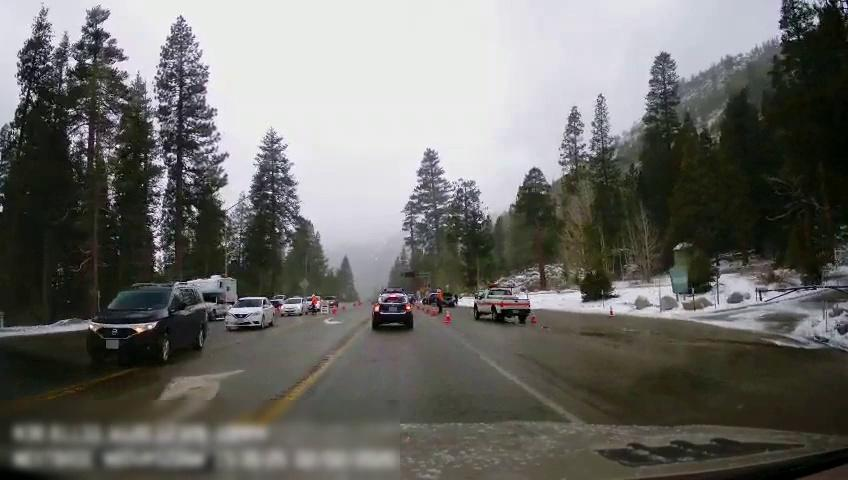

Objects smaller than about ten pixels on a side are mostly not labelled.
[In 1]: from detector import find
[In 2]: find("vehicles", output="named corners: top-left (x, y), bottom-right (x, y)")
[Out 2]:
top-left (186, 274), bottom-right (238, 322)
top-left (270, 294), bottom-right (291, 306)
top-left (318, 295), bottom-right (339, 308)
top-left (426, 292), bottom-right (441, 306)
top-left (472, 286), bottom-right (532, 325)
top-left (435, 291), bottom-right (455, 308)
top-left (224, 296), bottom-right (276, 332)
top-left (371, 286), bottom-right (414, 331)
top-left (303, 296), bottom-right (325, 312)
top-left (406, 293), bottom-right (417, 304)
top-left (279, 297), bottom-right (309, 317)
top-left (86, 282), bottom-right (208, 367)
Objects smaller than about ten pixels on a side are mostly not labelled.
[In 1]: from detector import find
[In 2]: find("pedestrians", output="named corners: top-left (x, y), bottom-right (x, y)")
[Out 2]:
top-left (452, 292), bottom-right (459, 306)
top-left (436, 288), bottom-right (444, 314)
top-left (310, 293), bottom-right (318, 316)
